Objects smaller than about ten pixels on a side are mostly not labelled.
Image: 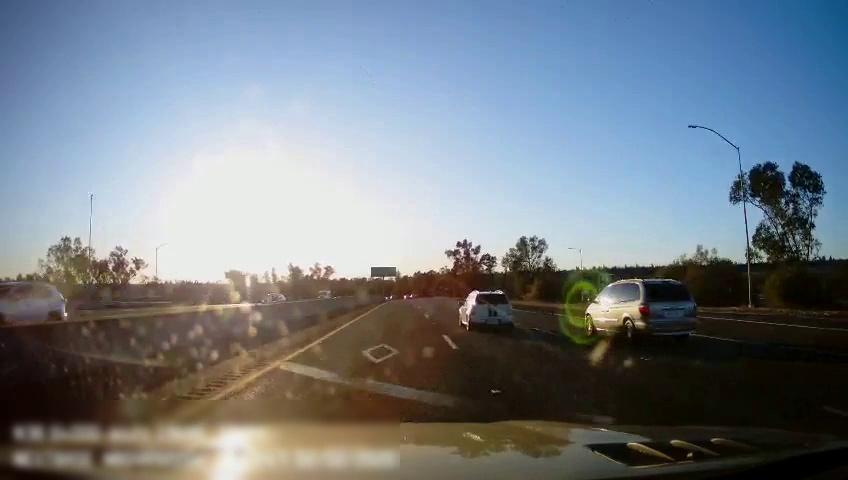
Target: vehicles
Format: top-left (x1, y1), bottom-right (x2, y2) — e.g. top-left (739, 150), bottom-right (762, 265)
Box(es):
top-left (457, 290), bottom-right (514, 335)
top-left (584, 278), bottom-right (697, 349)
top-left (261, 293), bottom-right (287, 304)
top-left (316, 290), bottom-right (334, 300)
top-left (0, 281), bottom-right (67, 325)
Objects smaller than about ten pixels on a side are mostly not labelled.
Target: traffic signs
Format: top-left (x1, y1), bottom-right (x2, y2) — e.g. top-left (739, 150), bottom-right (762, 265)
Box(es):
top-left (369, 267), bottom-right (398, 277)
